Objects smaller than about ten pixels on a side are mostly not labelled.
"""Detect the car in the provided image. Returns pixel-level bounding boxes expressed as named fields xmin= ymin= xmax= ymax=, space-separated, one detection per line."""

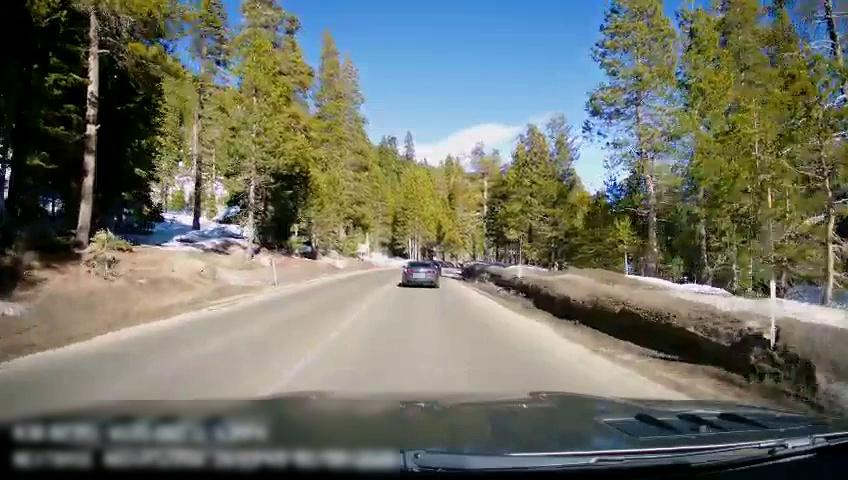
xmin=401 ymin=260 xmax=440 ymax=288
